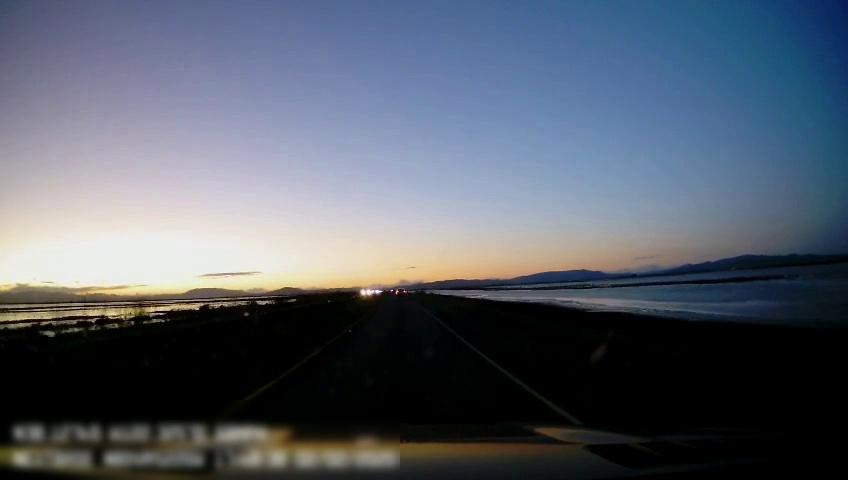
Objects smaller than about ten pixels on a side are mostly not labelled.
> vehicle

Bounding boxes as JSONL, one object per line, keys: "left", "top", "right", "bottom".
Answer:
{"left": 395, "top": 287, "right": 407, "bottom": 296}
